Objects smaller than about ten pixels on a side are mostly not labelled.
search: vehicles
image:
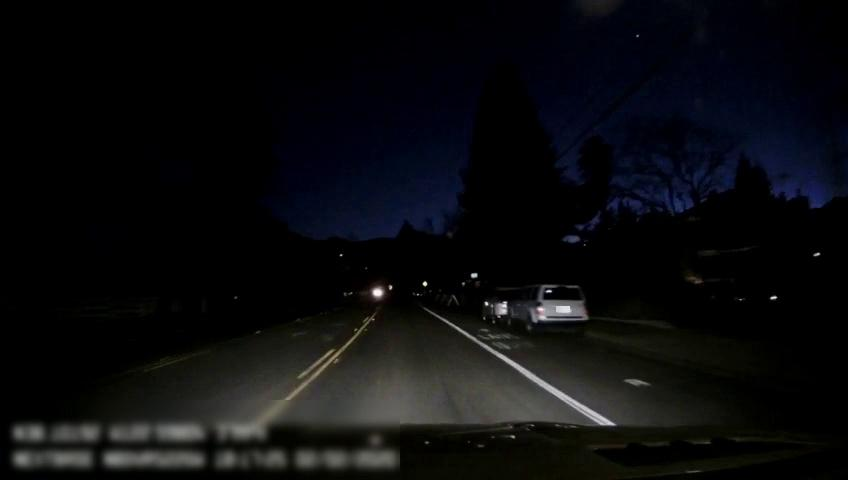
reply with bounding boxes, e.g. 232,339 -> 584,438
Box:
506,283 -> 590,336
480,286 -> 520,326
